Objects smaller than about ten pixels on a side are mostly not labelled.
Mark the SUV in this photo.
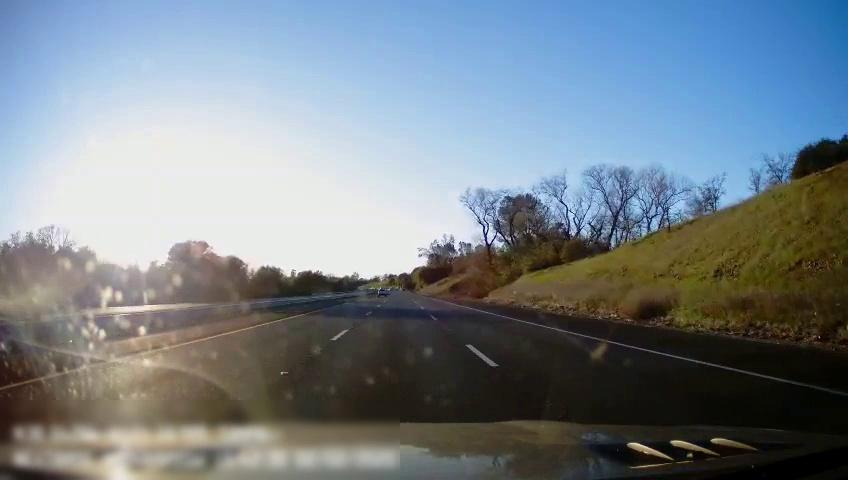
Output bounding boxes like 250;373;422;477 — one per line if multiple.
377;287;390;297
